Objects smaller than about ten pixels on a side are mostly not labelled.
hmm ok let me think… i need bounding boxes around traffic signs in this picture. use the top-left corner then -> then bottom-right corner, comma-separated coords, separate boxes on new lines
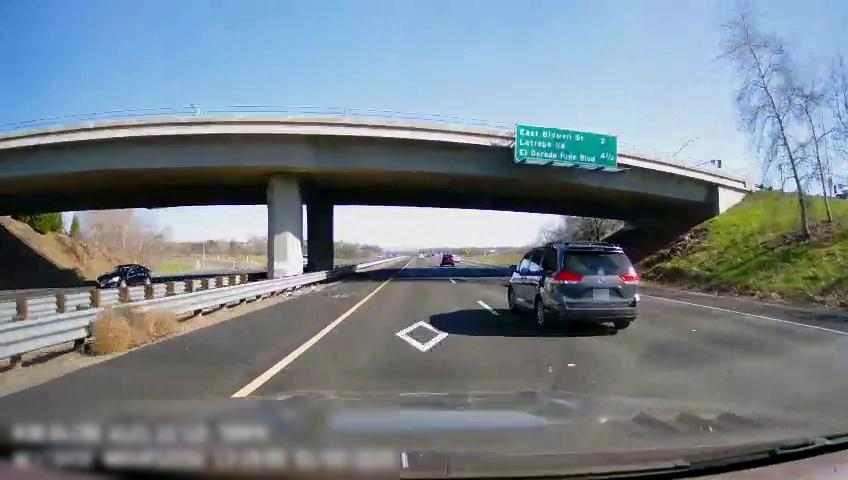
514,123 -> 619,171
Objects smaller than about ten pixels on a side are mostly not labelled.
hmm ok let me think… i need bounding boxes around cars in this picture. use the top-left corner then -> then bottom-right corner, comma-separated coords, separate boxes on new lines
440,254 -> 455,267
96,263 -> 153,289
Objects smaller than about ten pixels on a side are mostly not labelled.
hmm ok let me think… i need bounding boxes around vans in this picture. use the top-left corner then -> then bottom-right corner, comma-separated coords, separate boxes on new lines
507,245 -> 640,334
